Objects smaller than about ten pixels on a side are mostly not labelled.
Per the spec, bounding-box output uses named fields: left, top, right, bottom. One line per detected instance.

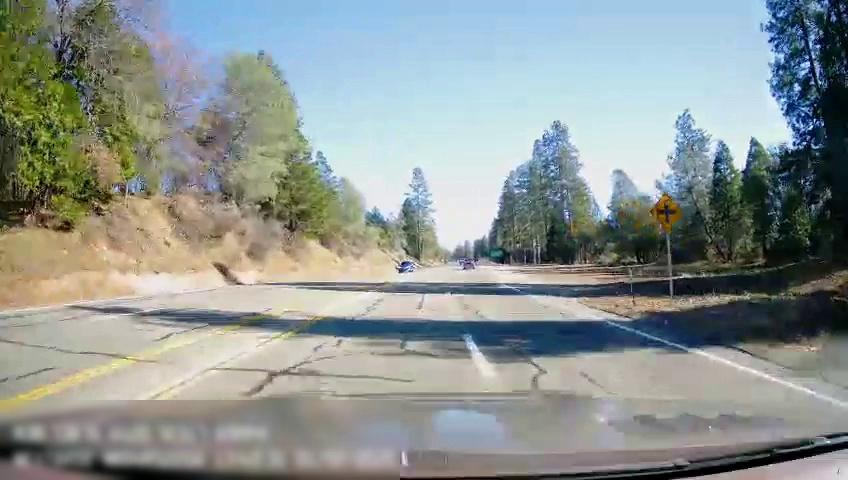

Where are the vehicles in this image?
left=398, top=260, right=418, bottom=274
left=463, top=261, right=476, bottom=270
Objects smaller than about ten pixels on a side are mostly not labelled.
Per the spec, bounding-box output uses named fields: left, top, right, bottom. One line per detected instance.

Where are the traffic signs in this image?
left=489, top=249, right=504, bottom=258
left=648, top=191, right=685, bottom=234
